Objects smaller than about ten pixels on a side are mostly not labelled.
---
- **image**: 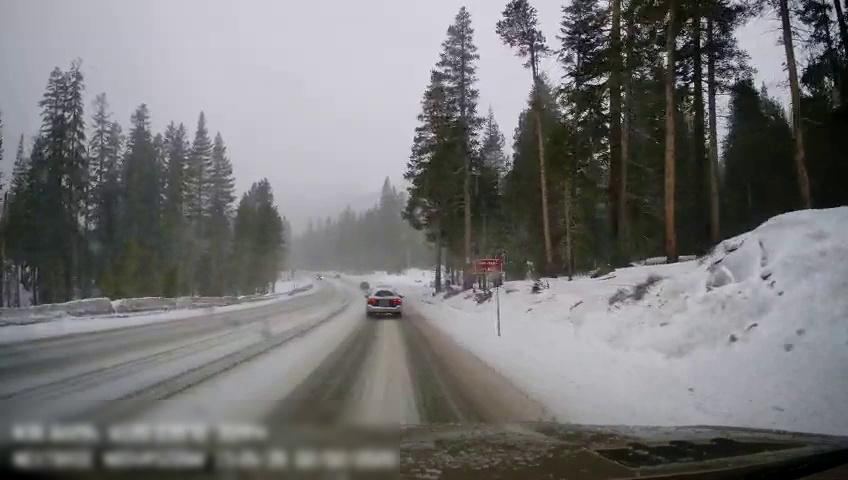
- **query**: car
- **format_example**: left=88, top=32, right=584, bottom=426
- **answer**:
left=363, top=284, right=406, bottom=319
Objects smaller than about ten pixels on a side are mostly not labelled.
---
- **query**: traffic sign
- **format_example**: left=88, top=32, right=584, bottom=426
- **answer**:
left=474, top=258, right=504, bottom=272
